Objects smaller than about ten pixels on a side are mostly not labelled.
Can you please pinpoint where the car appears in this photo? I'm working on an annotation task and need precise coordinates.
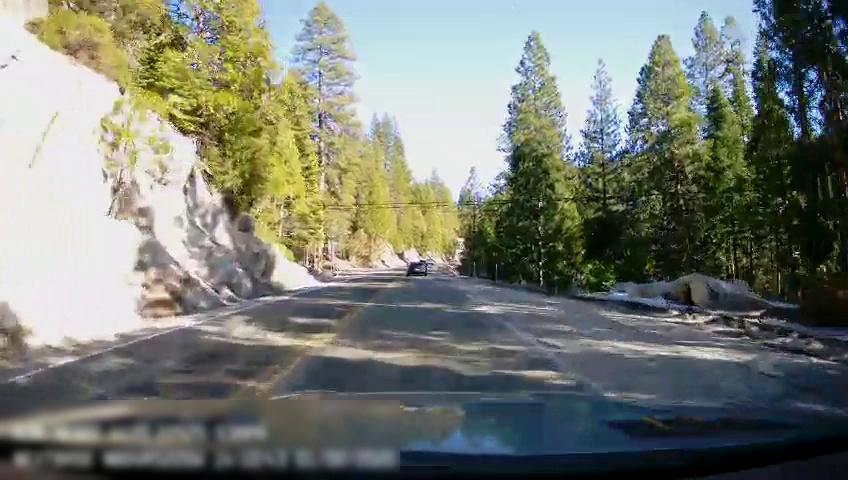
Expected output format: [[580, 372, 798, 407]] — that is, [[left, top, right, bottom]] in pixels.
[[406, 257, 429, 276]]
